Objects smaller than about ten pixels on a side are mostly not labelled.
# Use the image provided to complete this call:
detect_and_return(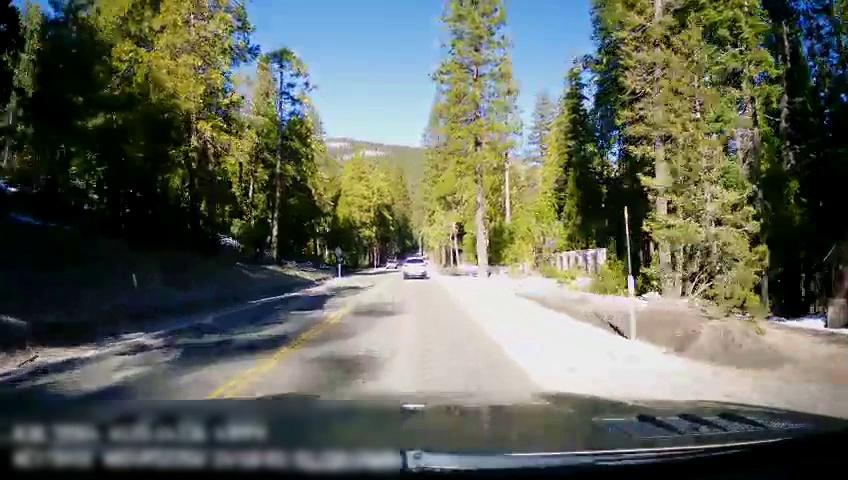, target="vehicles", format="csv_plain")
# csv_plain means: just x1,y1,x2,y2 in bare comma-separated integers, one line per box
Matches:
385,258,399,270
402,256,429,280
